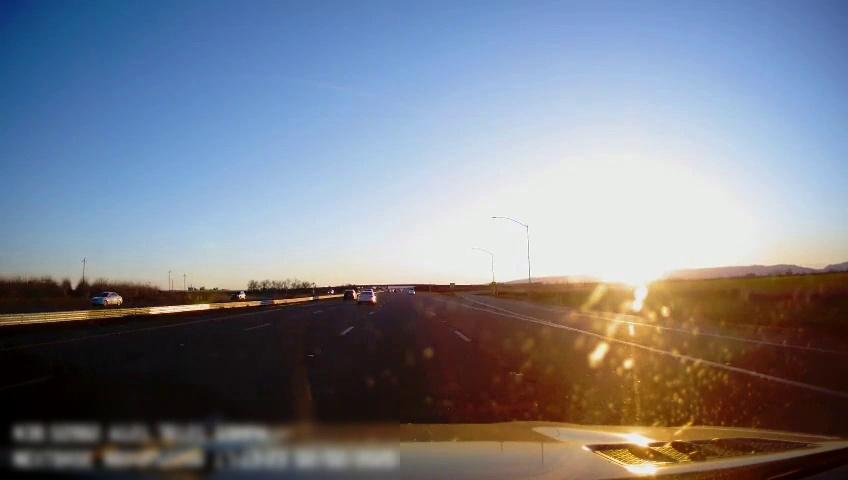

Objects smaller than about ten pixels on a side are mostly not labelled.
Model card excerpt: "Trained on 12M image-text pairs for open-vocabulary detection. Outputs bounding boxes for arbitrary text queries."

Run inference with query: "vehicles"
[357,290,377,305]
[344,290,358,300]
[89,291,123,308]
[230,291,247,301]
